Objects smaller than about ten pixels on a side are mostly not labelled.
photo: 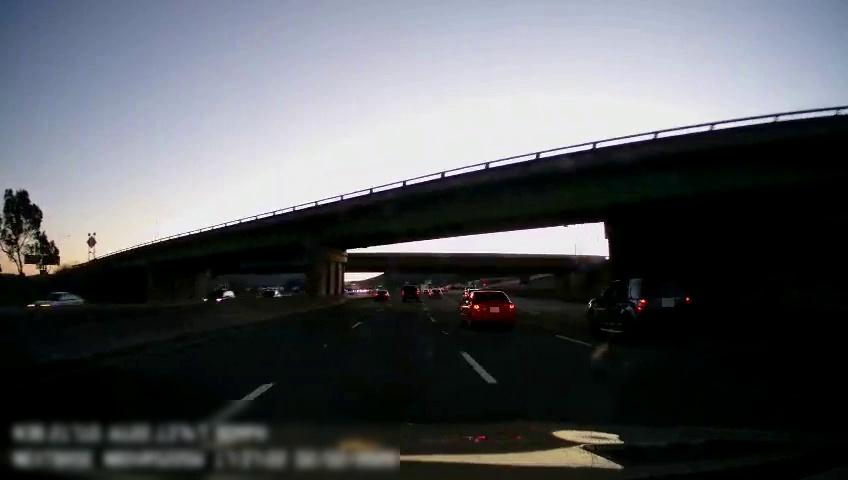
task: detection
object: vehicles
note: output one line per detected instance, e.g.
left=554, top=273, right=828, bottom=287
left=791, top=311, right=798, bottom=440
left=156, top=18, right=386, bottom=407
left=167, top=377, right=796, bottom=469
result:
left=25, top=291, right=84, bottom=308
left=458, top=290, right=517, bottom=330
left=203, top=289, right=236, bottom=304
left=587, top=274, right=694, bottom=342
left=374, top=289, right=389, bottom=303
left=430, top=288, right=443, bottom=299
left=258, top=289, right=282, bottom=299
left=401, top=284, right=421, bottom=301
